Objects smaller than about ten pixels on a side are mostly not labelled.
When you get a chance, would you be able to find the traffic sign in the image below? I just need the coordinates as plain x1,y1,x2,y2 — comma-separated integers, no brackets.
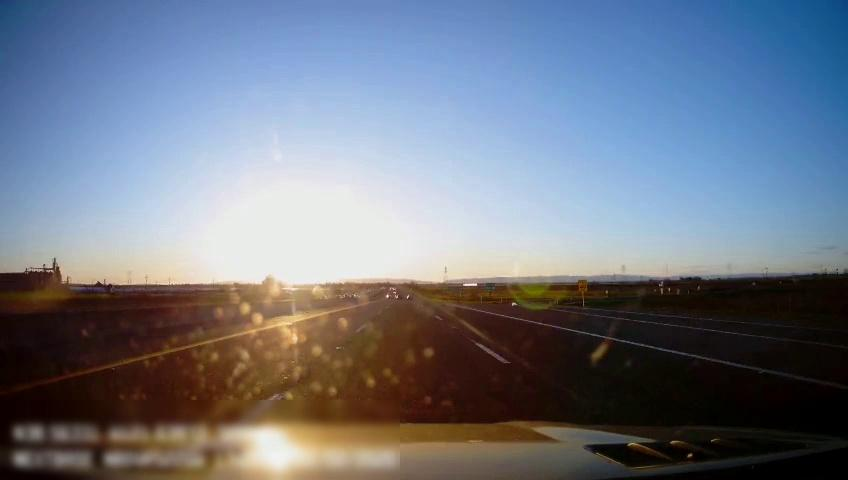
577,280,588,292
